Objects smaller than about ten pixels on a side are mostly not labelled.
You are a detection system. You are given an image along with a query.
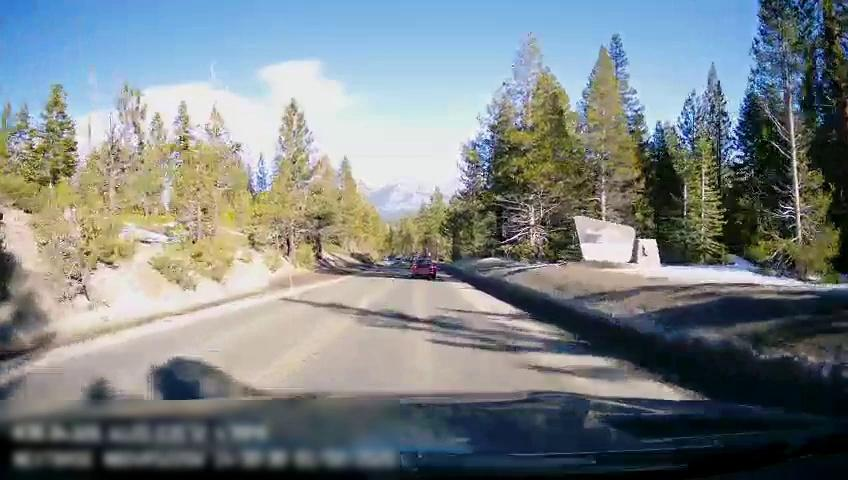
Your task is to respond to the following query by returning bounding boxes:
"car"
[408,253,438,279]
